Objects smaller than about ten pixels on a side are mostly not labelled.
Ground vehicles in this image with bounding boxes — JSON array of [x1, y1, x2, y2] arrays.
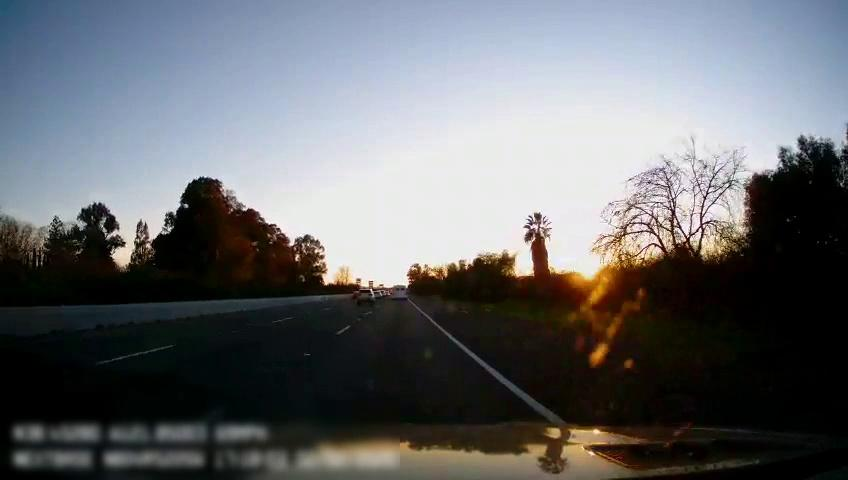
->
[[391, 285, 408, 301], [356, 288, 375, 306]]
